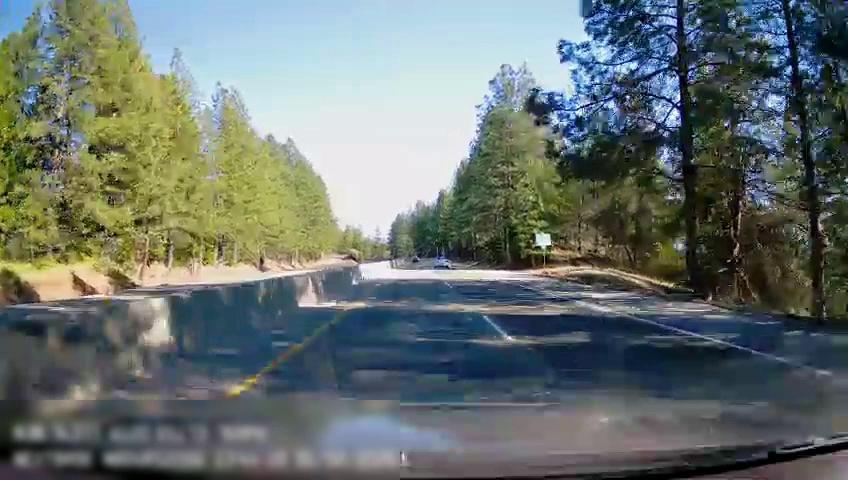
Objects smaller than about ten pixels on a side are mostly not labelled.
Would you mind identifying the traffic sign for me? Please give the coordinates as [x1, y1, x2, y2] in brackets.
[535, 233, 552, 246]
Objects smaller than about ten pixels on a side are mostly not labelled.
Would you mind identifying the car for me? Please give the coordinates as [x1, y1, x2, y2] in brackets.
[434, 257, 451, 269]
